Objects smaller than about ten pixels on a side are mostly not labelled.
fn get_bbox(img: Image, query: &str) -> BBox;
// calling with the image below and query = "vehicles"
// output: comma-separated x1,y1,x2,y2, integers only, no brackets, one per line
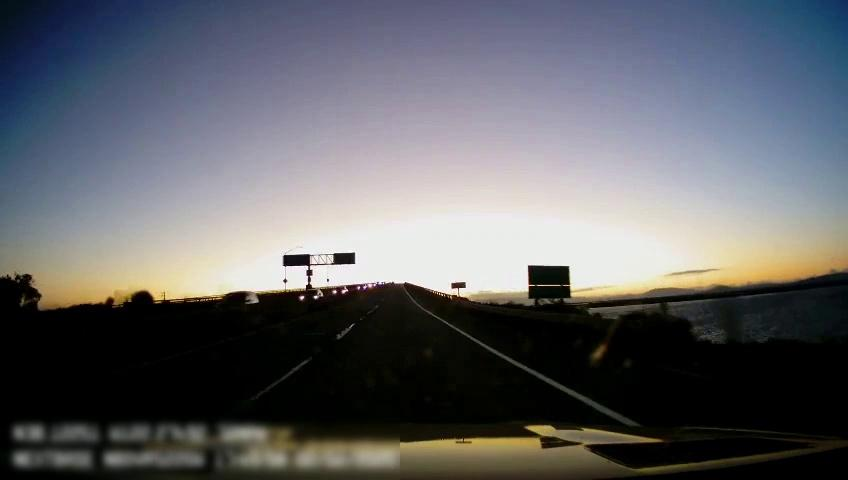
214,291,260,311
331,286,346,297
297,288,324,303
